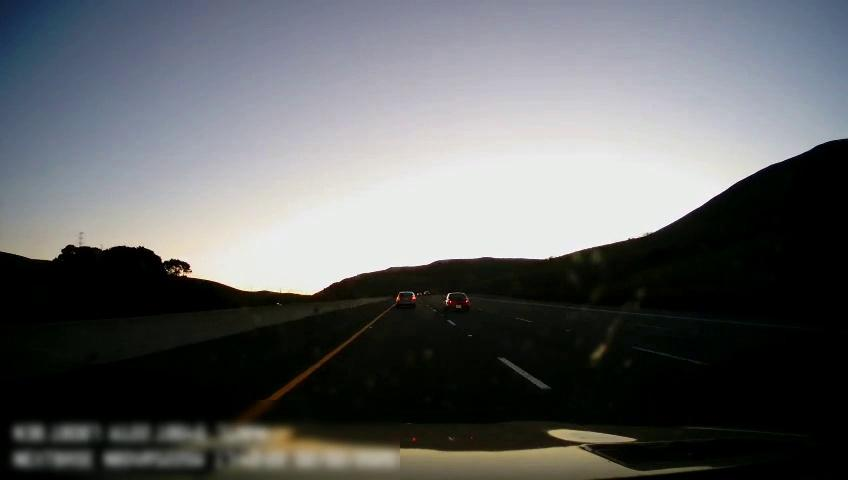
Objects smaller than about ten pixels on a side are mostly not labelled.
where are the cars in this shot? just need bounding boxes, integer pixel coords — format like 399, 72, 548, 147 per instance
443, 292, 469, 312
396, 291, 416, 309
